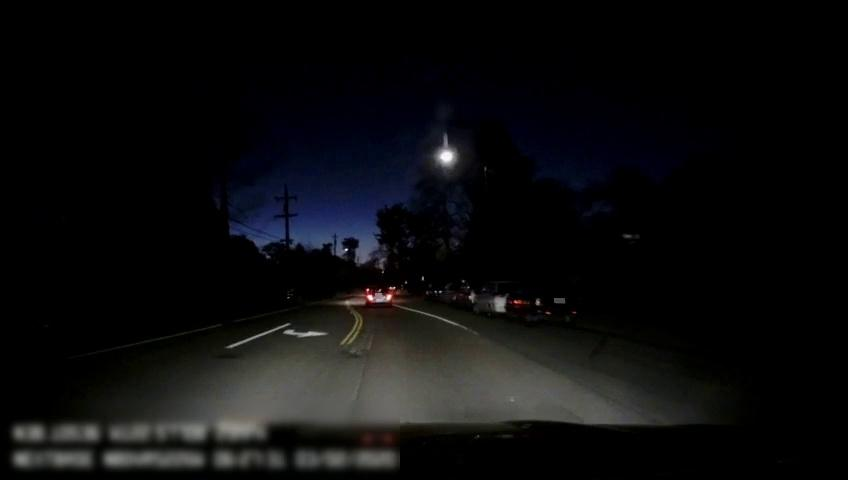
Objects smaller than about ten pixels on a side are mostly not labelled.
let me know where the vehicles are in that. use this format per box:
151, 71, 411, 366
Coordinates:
505, 283, 580, 328
472, 280, 525, 319
423, 280, 446, 301
364, 286, 393, 308
439, 281, 477, 308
